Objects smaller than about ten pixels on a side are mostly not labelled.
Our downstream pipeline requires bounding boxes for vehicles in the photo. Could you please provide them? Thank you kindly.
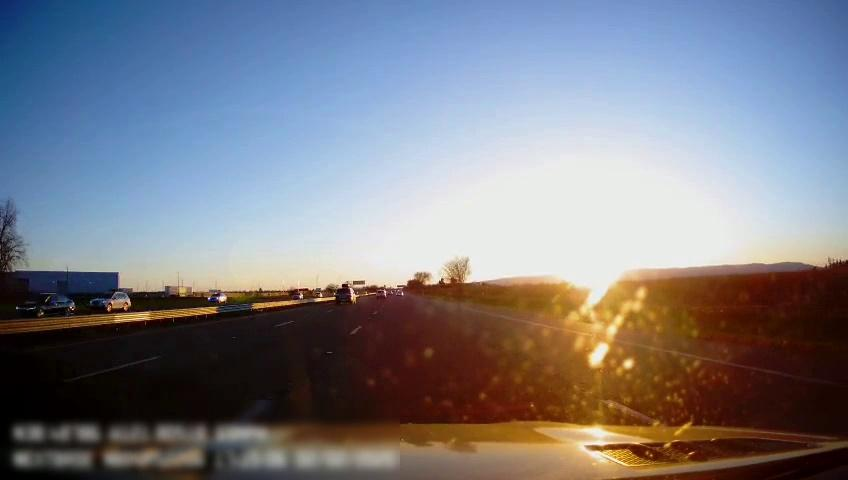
[293,292,304,300]
[88,289,131,314]
[15,292,76,318]
[208,292,228,305]
[335,283,356,306]
[376,290,387,299]
[314,291,324,298]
